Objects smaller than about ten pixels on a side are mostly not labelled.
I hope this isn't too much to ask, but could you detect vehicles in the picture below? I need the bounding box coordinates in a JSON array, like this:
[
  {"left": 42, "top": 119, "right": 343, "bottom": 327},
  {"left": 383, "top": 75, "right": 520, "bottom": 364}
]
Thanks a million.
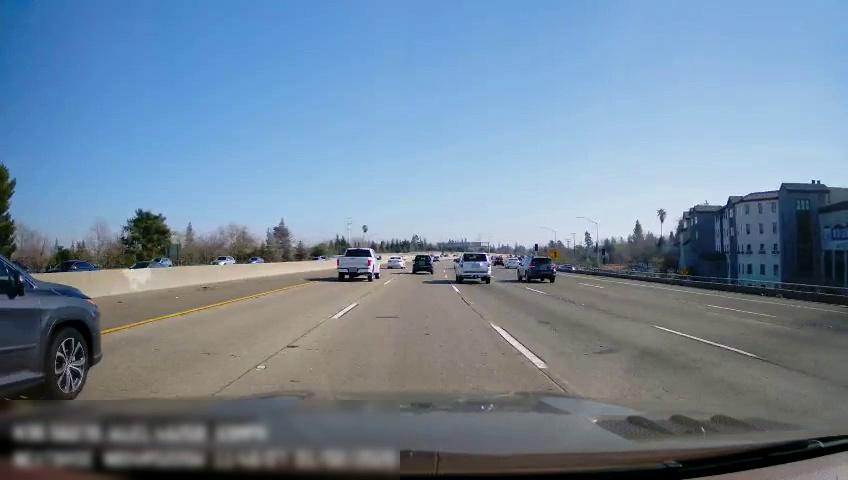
[
  {"left": 387, "top": 256, "right": 407, "bottom": 270},
  {"left": 245, "top": 256, "right": 265, "bottom": 265},
  {"left": 127, "top": 259, "right": 165, "bottom": 271},
  {"left": 210, "top": 255, "right": 237, "bottom": 266},
  {"left": 0, "top": 255, "right": 104, "bottom": 404},
  {"left": 411, "top": 254, "right": 434, "bottom": 275},
  {"left": 516, "top": 255, "right": 558, "bottom": 284},
  {"left": 336, "top": 247, "right": 382, "bottom": 283},
  {"left": 452, "top": 252, "right": 493, "bottom": 285},
  {"left": 494, "top": 257, "right": 505, "bottom": 267},
  {"left": 46, "top": 258, "right": 104, "bottom": 273},
  {"left": 504, "top": 258, "right": 520, "bottom": 270},
  {"left": 552, "top": 263, "right": 577, "bottom": 271},
  {"left": 150, "top": 256, "right": 178, "bottom": 268}
]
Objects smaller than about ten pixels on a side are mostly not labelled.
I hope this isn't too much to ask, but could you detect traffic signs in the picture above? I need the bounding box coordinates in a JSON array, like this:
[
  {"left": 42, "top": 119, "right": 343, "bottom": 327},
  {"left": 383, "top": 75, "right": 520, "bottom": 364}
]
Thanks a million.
[
  {"left": 447, "top": 242, "right": 471, "bottom": 248},
  {"left": 165, "top": 244, "right": 182, "bottom": 257},
  {"left": 471, "top": 242, "right": 482, "bottom": 248},
  {"left": 549, "top": 248, "right": 561, "bottom": 261}
]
